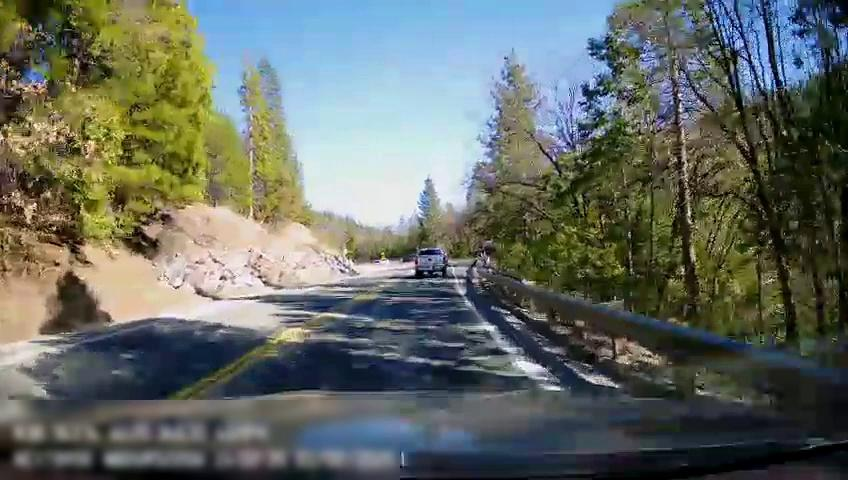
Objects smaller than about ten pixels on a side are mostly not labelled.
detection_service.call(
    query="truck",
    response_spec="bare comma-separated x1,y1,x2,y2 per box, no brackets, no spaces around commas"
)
415,247,448,276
